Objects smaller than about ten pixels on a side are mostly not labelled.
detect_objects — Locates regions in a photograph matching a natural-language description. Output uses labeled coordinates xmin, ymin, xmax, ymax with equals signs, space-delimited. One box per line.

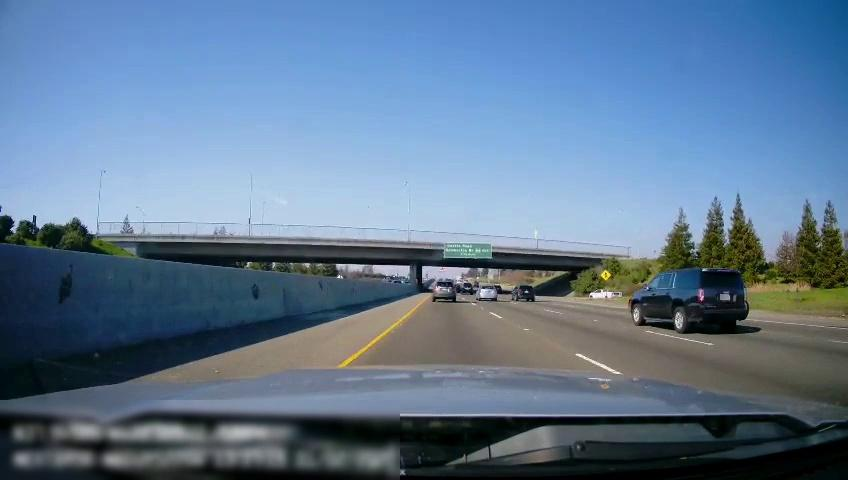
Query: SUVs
xmin=431 ymin=281 xmax=456 ymax=302
xmin=511 ymin=285 xmax=535 ymax=302
xmin=628 ymin=267 xmax=749 ymax=334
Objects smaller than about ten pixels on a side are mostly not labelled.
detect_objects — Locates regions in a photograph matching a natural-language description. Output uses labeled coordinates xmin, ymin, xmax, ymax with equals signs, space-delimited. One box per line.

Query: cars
xmin=474 ymin=285 xmax=497 ymax=302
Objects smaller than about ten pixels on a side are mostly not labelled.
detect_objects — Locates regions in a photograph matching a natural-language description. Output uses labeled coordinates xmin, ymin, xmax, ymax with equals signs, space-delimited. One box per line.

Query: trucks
xmin=588 ymin=289 xmax=622 ymax=298
xmin=462 ymin=283 xmax=474 ymax=295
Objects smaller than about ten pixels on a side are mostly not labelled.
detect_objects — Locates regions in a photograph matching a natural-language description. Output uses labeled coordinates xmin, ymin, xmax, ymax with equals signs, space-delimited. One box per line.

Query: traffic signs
xmin=600 ymin=268 xmax=612 ymax=281
xmin=445 ymin=242 xmax=493 ymax=260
